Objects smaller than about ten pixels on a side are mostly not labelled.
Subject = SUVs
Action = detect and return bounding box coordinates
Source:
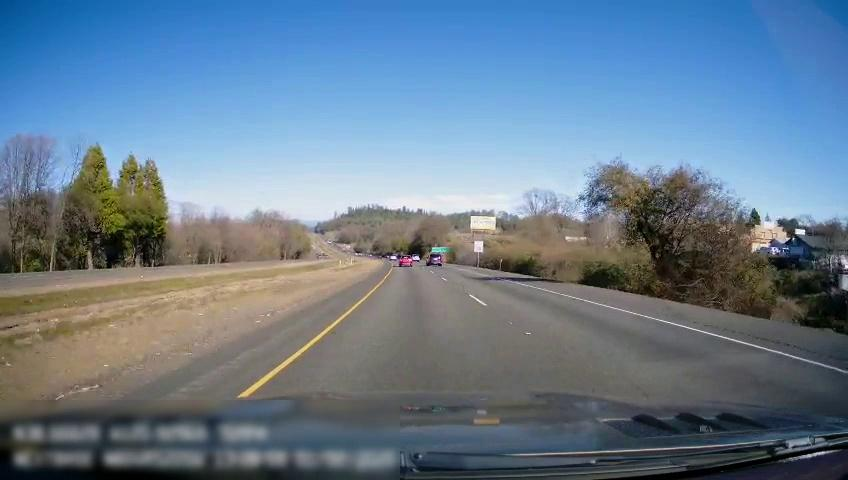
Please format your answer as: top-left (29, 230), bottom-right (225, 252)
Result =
top-left (411, 253), bottom-right (420, 264)
top-left (426, 253), bottom-right (442, 266)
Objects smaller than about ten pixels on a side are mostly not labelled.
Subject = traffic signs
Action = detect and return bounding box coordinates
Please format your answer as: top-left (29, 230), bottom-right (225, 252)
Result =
top-left (432, 247), bottom-right (447, 253)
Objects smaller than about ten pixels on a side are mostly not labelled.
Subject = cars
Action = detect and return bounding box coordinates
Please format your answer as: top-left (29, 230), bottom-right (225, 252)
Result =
top-left (398, 254), bottom-right (414, 268)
